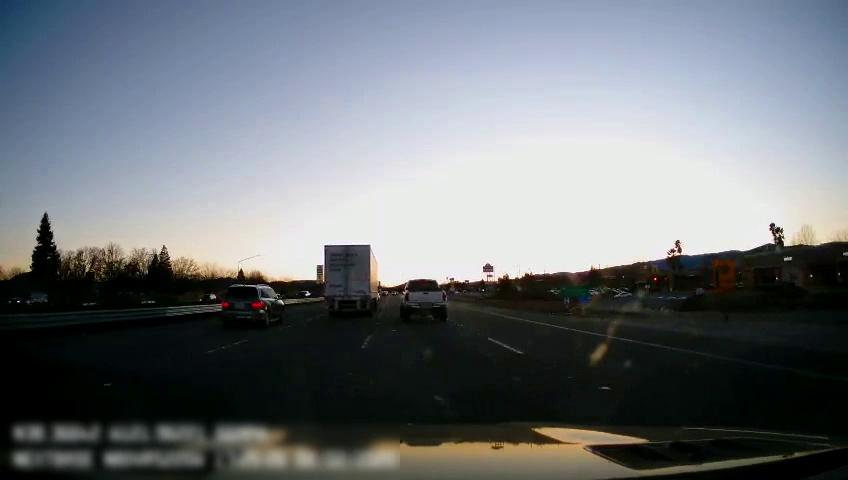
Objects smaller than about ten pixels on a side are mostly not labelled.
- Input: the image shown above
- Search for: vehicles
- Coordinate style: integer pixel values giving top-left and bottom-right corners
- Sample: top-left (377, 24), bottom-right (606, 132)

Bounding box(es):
top-left (614, 291), bottom-right (632, 299)
top-left (396, 279), bottom-right (447, 327)
top-left (296, 290), bottom-right (312, 298)
top-left (199, 293), bottom-right (217, 304)
top-left (8, 291), bottom-right (48, 306)
top-left (221, 284), bottom-right (286, 329)
top-left (323, 244), bottom-right (381, 317)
